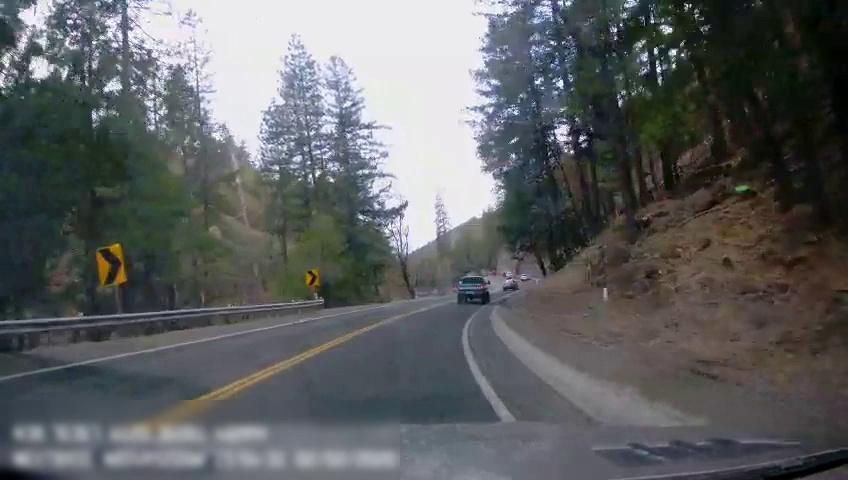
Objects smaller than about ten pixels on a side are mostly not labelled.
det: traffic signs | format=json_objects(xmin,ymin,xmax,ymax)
[
  {"xmin": 95, "ymin": 242, "xmax": 128, "ymax": 288},
  {"xmin": 304, "ymin": 269, "xmax": 320, "ymax": 287}
]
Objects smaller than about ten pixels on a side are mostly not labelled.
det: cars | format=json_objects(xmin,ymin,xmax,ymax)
[{"xmin": 503, "ymin": 278, "xmax": 520, "ymax": 291}]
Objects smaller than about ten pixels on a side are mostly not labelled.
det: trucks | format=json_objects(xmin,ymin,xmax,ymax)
[{"xmin": 456, "ymin": 274, "xmax": 491, "ymax": 304}]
